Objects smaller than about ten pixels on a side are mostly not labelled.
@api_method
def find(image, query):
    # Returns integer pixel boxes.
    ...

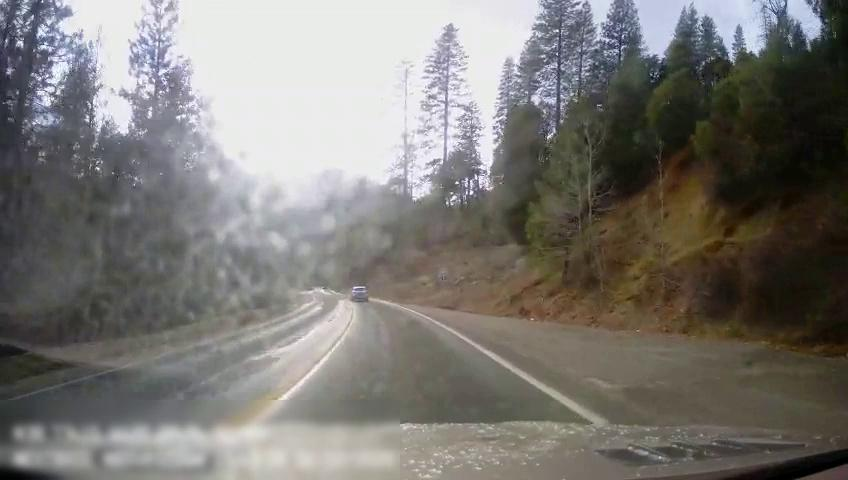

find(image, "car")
[349,285,369,303]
